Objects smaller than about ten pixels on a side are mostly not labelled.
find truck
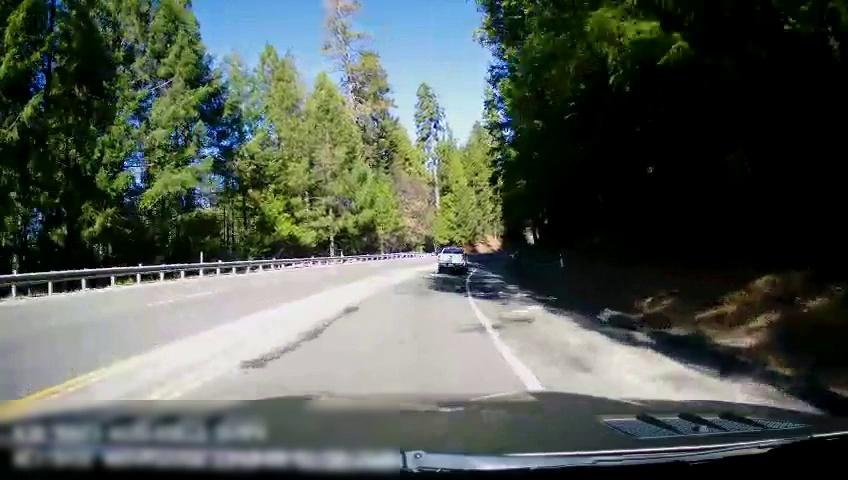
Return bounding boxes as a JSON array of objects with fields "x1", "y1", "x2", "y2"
[{"x1": 438, "y1": 246, "x2": 470, "y2": 273}]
